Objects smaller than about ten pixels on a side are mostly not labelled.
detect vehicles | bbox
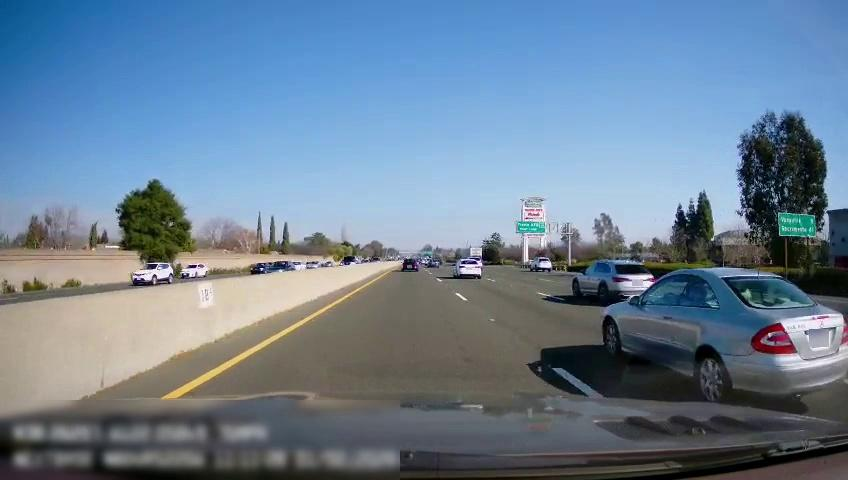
[321,261,333,268]
[248,261,273,276]
[451,259,482,280]
[600,267,848,404]
[293,261,306,271]
[469,257,482,268]
[339,256,359,266]
[571,259,656,305]
[530,257,552,273]
[264,260,295,273]
[179,263,208,280]
[426,259,440,268]
[131,262,175,287]
[462,247,482,259]
[401,257,419,271]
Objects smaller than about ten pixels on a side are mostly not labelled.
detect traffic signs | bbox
[778,213,818,238]
[515,220,547,234]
